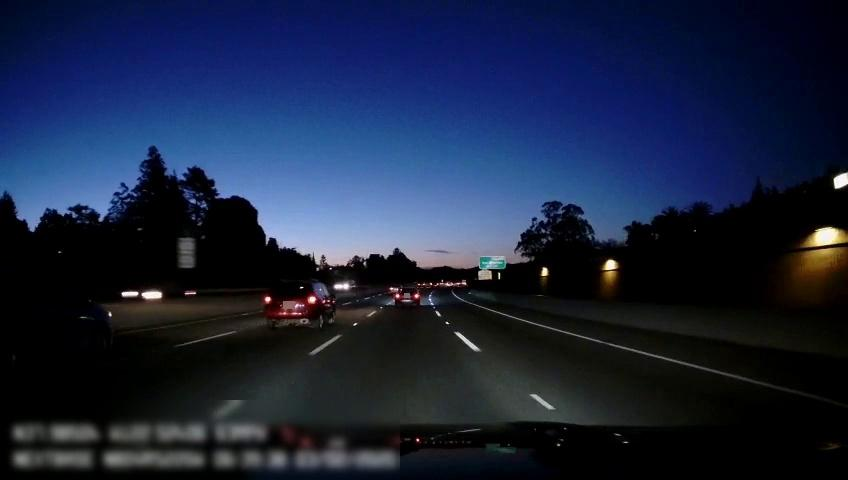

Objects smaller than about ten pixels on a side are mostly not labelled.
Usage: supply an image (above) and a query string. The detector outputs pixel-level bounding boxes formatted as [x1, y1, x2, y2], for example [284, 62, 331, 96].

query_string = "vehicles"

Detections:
[395, 288, 420, 309]
[0, 267, 115, 373]
[335, 281, 358, 292]
[263, 279, 337, 332]
[118, 280, 196, 302]
[389, 284, 404, 296]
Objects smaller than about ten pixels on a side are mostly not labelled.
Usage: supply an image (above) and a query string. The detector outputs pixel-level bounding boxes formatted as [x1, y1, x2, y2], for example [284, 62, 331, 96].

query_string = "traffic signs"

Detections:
[479, 256, 506, 270]
[177, 232, 197, 269]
